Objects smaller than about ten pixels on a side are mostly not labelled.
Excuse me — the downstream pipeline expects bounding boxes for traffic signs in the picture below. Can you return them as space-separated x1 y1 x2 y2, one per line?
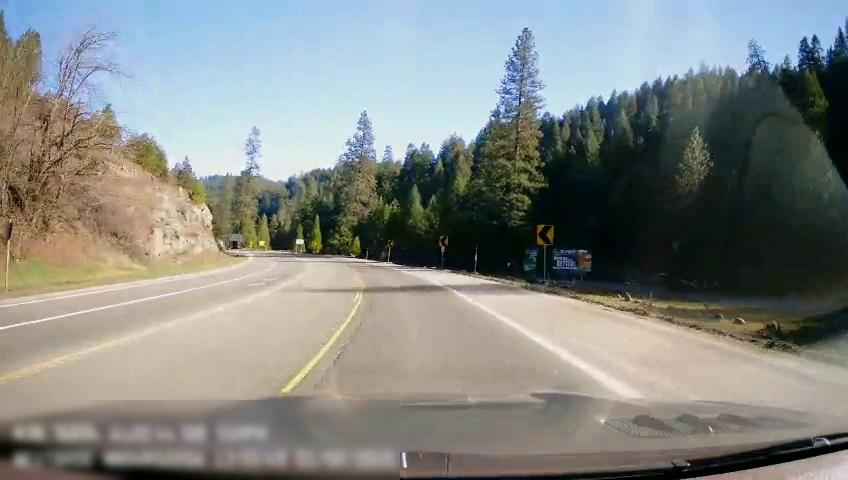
438 234 448 245
536 223 554 246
